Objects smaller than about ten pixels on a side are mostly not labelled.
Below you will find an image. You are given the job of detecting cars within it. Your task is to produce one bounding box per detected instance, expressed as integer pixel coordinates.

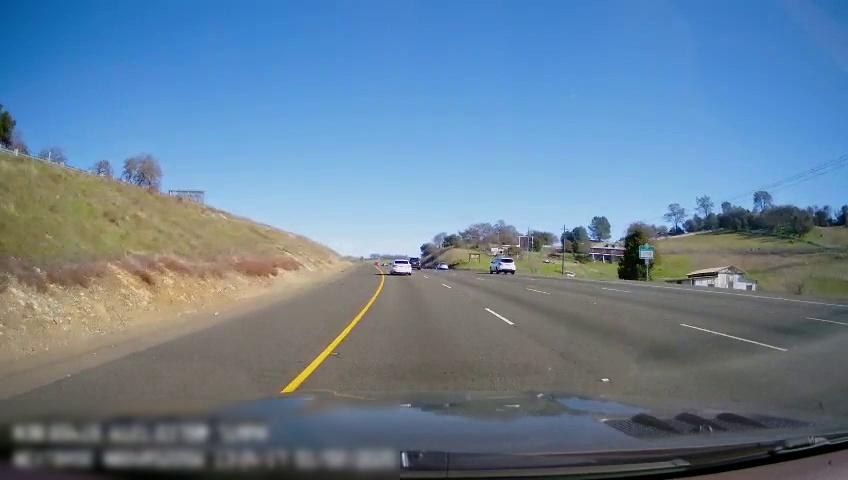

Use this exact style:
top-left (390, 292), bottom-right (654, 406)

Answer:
top-left (390, 259), bottom-right (413, 276)
top-left (437, 262), bottom-right (449, 270)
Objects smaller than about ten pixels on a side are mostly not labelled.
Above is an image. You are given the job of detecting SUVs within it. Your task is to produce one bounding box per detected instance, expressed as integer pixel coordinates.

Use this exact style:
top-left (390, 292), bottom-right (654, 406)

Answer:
top-left (489, 258), bottom-right (516, 275)
top-left (407, 259), bottom-right (420, 270)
